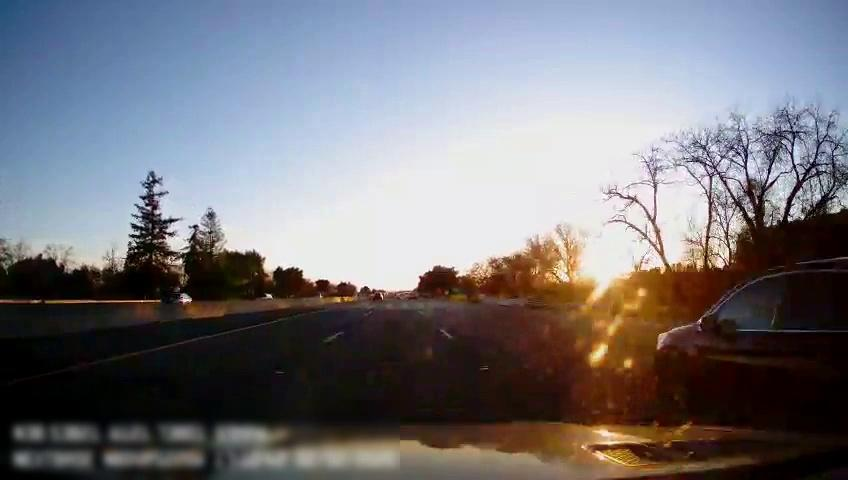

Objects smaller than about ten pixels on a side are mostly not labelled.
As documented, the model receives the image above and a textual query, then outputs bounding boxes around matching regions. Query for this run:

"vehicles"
[159,292,193,305]
[255,292,273,300]
[651,256,848,418]
[371,292,383,302]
